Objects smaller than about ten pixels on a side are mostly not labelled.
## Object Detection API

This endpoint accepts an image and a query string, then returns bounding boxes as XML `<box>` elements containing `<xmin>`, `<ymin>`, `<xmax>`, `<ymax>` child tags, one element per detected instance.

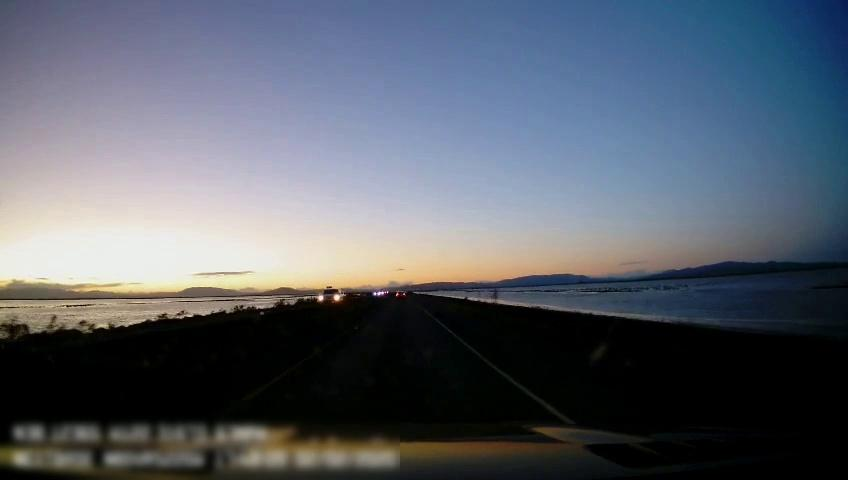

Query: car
<box><xmin>396</xmin><ymin>291</ymin><xmax>407</xmax><ymax>299</ymax></box>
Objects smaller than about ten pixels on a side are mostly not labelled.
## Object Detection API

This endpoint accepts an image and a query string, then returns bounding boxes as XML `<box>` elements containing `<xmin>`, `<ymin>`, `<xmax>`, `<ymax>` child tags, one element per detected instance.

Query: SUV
<box><xmin>316</xmin><ymin>288</ymin><xmax>346</xmax><ymax>305</ymax></box>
